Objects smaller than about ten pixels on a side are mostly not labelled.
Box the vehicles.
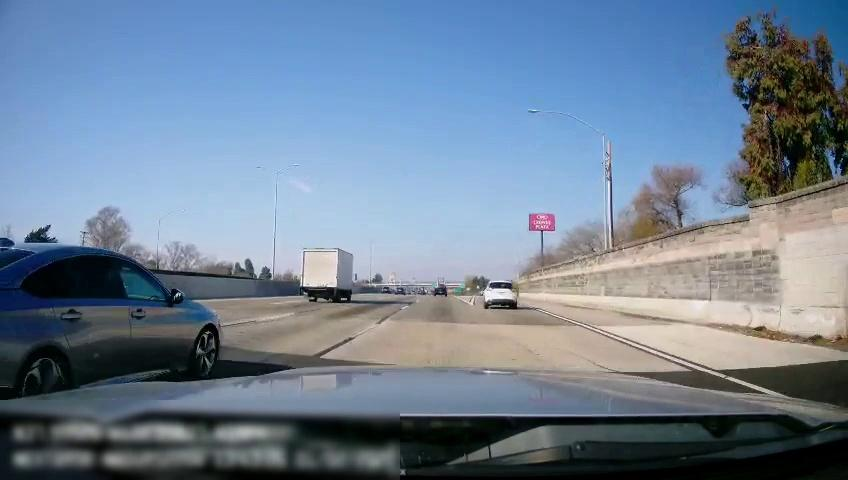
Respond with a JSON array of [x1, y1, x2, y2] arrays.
[[483, 281, 517, 310], [298, 247, 358, 303], [395, 287, 406, 295], [433, 284, 447, 297], [0, 237, 222, 403]]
